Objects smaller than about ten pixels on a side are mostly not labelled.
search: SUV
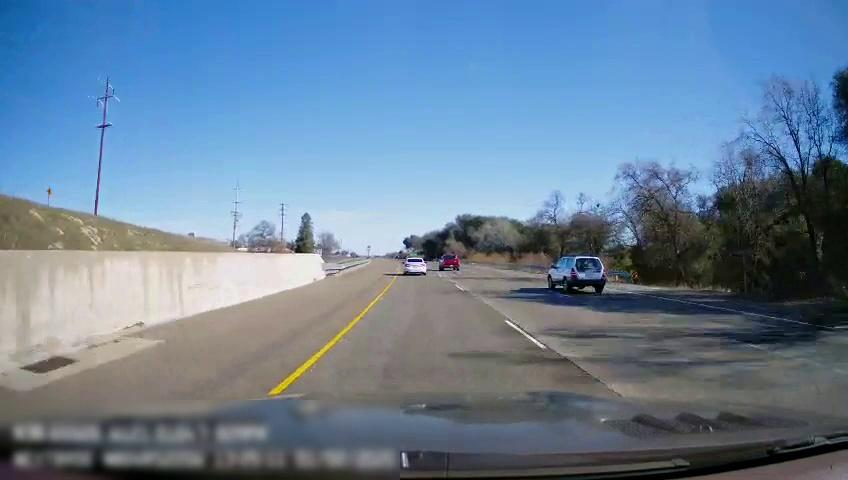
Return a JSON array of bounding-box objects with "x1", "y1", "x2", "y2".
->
[{"x1": 546, "y1": 254, "x2": 607, "y2": 295}]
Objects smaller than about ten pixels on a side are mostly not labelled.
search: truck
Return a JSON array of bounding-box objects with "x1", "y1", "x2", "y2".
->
[{"x1": 438, "y1": 254, "x2": 460, "y2": 271}]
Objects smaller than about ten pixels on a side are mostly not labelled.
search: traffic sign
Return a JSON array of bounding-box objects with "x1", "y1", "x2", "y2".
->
[{"x1": 367, "y1": 245, "x2": 372, "y2": 256}]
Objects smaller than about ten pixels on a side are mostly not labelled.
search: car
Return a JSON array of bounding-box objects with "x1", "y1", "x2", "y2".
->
[{"x1": 401, "y1": 257, "x2": 427, "y2": 276}]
